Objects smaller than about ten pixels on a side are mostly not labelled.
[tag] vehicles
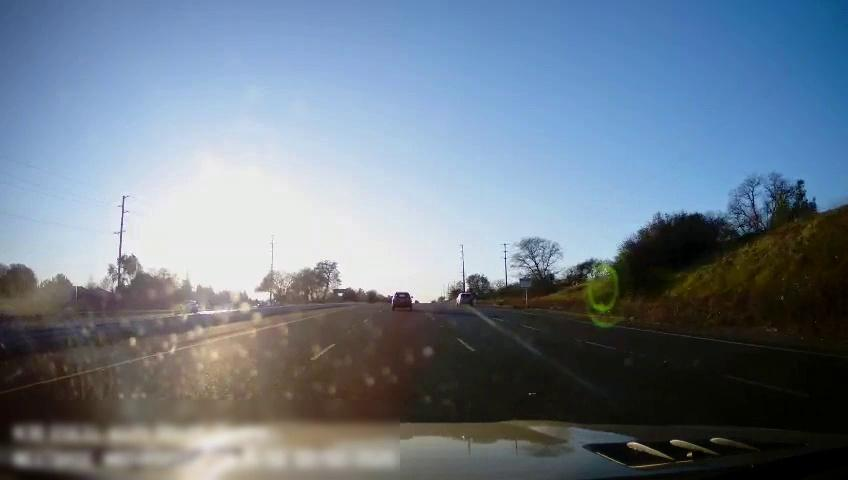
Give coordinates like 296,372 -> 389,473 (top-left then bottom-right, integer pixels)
174,300 -> 199,315
390,292 -> 413,311
456,293 -> 473,306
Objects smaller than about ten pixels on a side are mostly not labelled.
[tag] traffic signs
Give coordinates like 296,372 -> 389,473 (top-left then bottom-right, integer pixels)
520,278 -> 532,288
